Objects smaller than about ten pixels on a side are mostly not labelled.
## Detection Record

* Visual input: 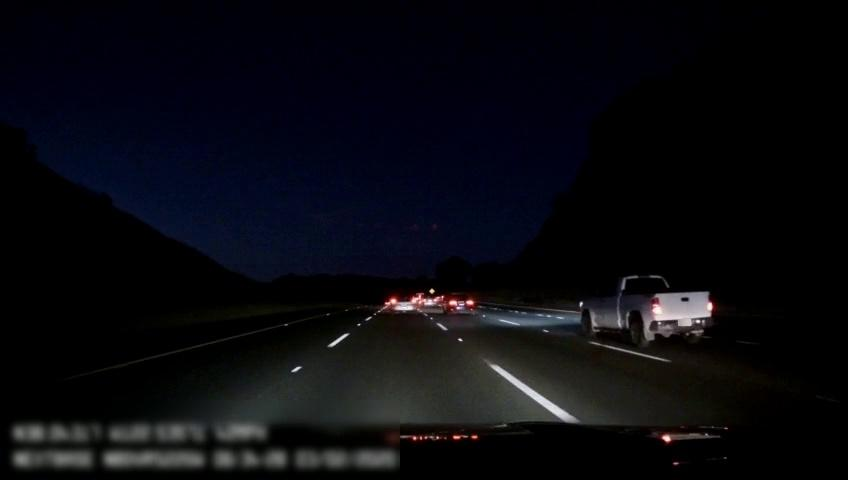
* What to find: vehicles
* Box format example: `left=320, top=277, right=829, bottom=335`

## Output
left=421, top=293, right=439, bottom=308
left=578, top=274, right=714, bottom=351
left=441, top=292, right=473, bottom=316
left=389, top=293, right=418, bottom=314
